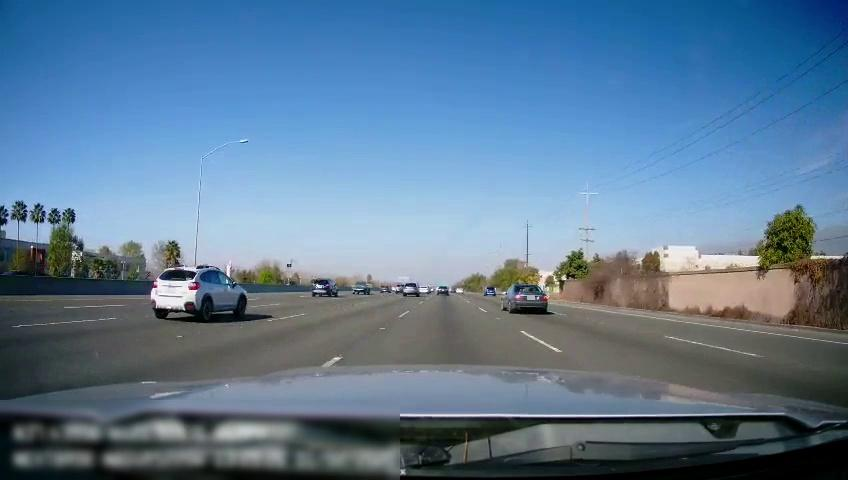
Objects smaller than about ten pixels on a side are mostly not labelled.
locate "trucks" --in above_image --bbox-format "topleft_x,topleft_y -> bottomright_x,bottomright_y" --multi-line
352,282 -> 371,296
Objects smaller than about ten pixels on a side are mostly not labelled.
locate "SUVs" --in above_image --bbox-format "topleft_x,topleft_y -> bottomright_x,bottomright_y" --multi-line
310,279 -> 338,297
149,264 -> 249,323
402,282 -> 420,298
395,284 -> 406,295
436,286 -> 450,297
484,287 -> 497,297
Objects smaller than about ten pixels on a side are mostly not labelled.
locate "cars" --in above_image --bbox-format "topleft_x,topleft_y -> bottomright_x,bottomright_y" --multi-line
417,285 -> 430,295
379,285 -> 391,294
501,283 -> 549,315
